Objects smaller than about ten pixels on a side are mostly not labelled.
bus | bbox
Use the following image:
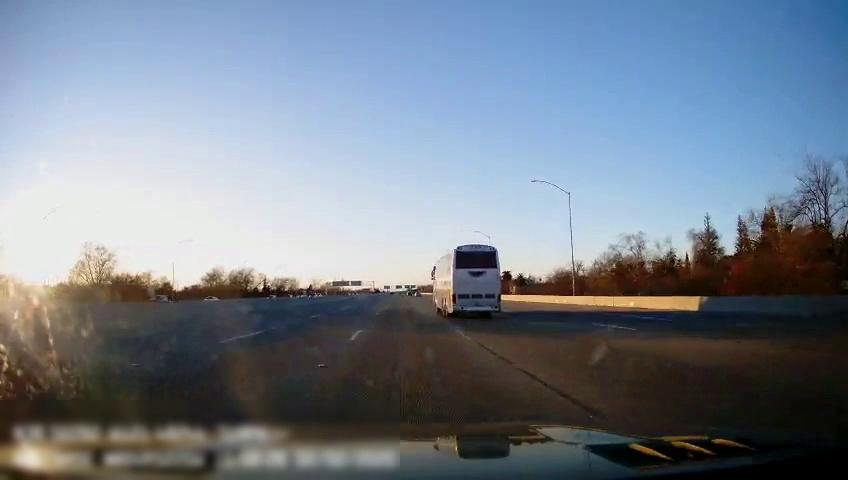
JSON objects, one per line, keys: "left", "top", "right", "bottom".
{"left": 431, "top": 244, "right": 502, "bottom": 318}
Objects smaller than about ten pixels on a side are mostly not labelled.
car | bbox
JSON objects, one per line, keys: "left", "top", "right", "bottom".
{"left": 203, "top": 296, "right": 219, "bottom": 301}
